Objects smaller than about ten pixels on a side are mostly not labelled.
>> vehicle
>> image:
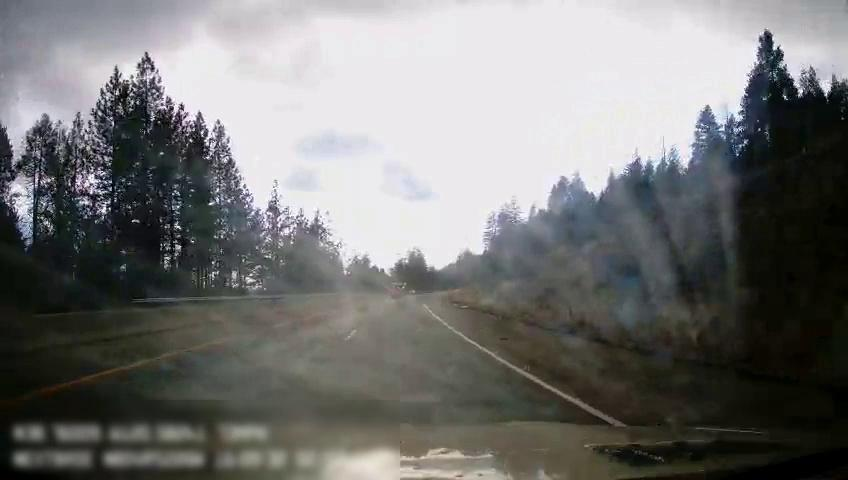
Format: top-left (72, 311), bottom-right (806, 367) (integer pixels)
top-left (390, 282), bottom-right (408, 299)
